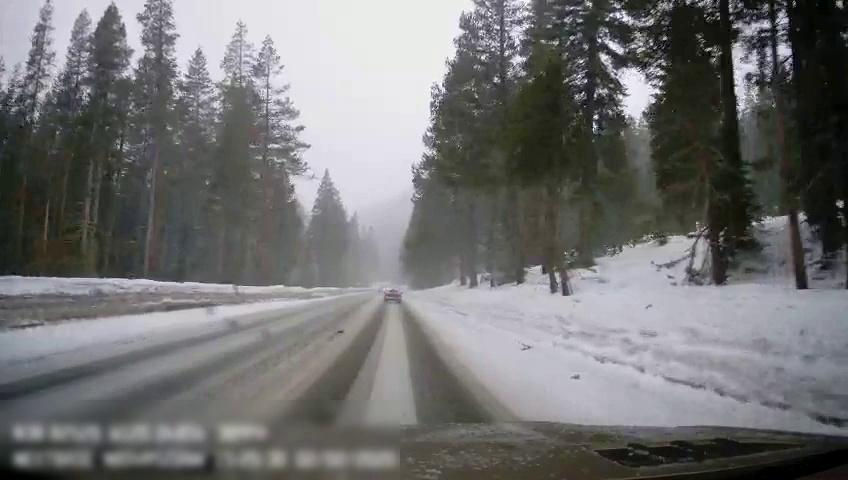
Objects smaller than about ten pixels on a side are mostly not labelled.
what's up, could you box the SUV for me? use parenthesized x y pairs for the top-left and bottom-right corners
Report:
(383, 288), (402, 304)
